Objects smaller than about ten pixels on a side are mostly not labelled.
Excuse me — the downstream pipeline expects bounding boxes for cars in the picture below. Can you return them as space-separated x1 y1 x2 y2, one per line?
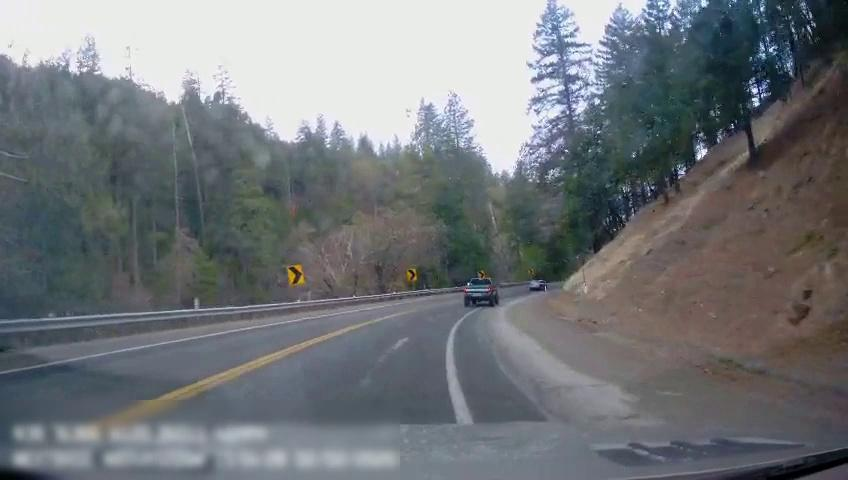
529 279 548 292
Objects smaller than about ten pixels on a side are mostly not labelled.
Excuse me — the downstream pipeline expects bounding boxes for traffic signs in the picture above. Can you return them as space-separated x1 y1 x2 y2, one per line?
286 264 305 285
407 269 417 281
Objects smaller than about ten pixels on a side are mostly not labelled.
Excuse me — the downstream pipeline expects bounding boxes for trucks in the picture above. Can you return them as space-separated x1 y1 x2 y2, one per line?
463 277 499 307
